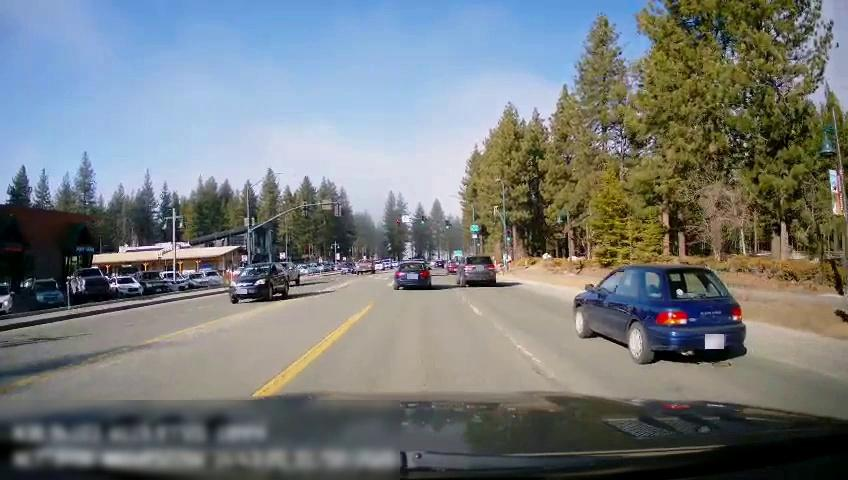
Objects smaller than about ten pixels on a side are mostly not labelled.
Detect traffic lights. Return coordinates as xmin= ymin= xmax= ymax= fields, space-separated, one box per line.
xmin=333 ymin=202 xmax=342 ymax=217
xmin=303 ymin=205 xmax=311 ymax=217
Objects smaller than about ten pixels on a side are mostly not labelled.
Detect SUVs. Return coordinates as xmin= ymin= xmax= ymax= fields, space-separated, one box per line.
xmin=179 ymin=271 xmax=209 ymax=291
xmin=57 ymin=269 xmax=109 ymax=302
xmin=132 ymin=272 xmax=170 ymax=297
xmin=159 ymin=272 xmax=189 ymax=292
xmin=355 ymin=258 xmax=376 ymax=275
xmin=456 ymin=255 xmax=497 ymax=289
xmin=198 ymin=269 xmax=222 ymax=289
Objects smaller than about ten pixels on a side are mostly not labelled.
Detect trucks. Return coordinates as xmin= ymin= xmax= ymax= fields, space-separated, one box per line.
xmin=277 ymin=263 xmax=300 ymax=286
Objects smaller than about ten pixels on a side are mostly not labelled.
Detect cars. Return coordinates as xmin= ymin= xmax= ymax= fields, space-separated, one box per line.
xmin=108 ymin=274 xmax=143 ymax=298
xmin=0 ymin=281 xmax=15 ymax=315
xmin=29 ymin=279 xmax=63 ymax=310
xmin=446 ymin=256 xmax=464 ymax=272
xmin=433 ymin=259 xmax=445 ymax=269
xmin=392 ymin=261 xmax=431 ymax=290
xmin=574 ymin=262 xmax=747 ymax=365
xmin=231 ymin=263 xmax=289 ymax=304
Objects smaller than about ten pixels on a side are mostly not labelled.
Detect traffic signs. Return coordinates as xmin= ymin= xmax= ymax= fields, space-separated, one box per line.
xmin=470 ymin=224 xmax=480 ymax=235
xmin=401 ymin=215 xmax=412 ymax=223
xmin=453 ymin=248 xmax=464 ymax=255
